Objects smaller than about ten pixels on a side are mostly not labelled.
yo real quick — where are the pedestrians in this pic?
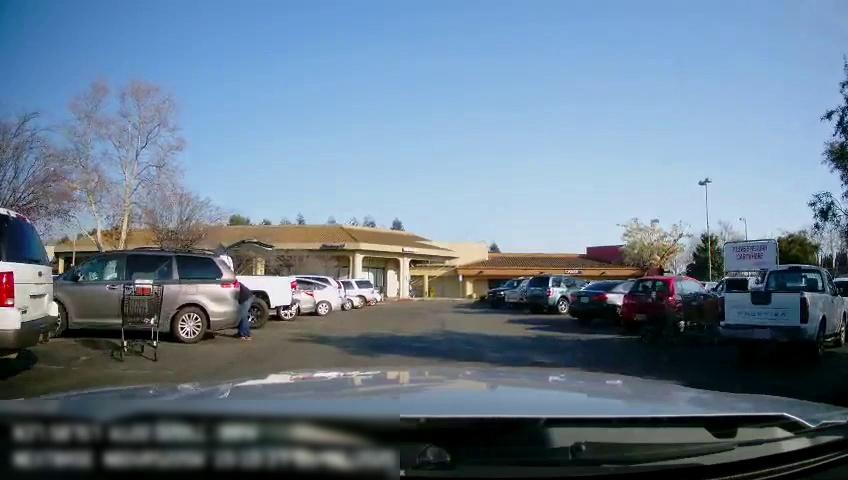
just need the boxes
[238,280,254,339]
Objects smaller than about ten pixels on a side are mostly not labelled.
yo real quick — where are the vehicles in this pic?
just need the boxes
[486,279,531,307]
[296,277,338,317]
[0,208,59,359]
[335,279,377,307]
[504,283,529,307]
[221,255,297,330]
[709,277,763,293]
[679,292,721,336]
[341,295,361,312]
[720,265,847,365]
[622,277,715,336]
[526,276,588,315]
[268,287,315,321]
[568,279,638,319]
[52,239,273,344]
[698,281,720,290]
[832,277,848,323]
[292,275,345,309]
